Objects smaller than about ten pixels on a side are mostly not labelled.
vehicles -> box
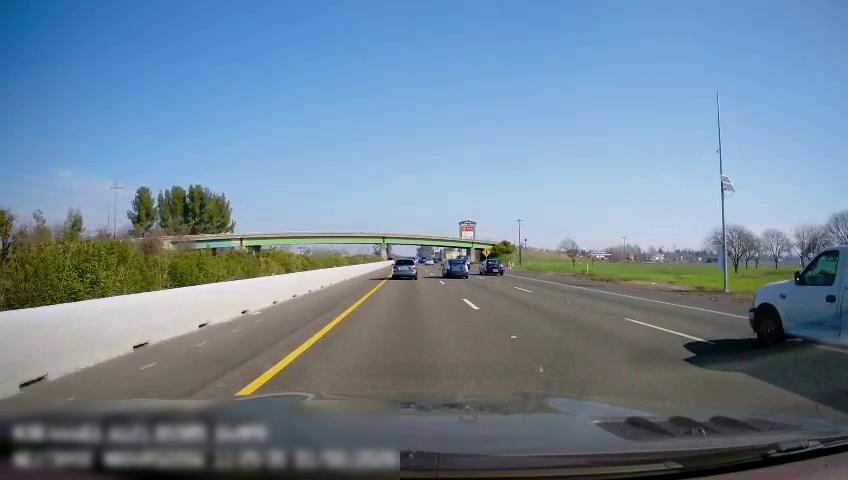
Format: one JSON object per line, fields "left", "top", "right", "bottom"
{"left": 746, "top": 245, "right": 848, "bottom": 353}
{"left": 390, "top": 257, "right": 419, "bottom": 281}
{"left": 440, "top": 257, "right": 470, "bottom": 280}
{"left": 424, "top": 257, "right": 436, "bottom": 266}
{"left": 478, "top": 259, "right": 506, "bottom": 276}
{"left": 418, "top": 256, "right": 425, "bottom": 265}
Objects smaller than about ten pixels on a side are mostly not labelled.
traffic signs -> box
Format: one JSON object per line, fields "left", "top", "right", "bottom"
{"left": 482, "top": 247, "right": 490, "bottom": 258}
